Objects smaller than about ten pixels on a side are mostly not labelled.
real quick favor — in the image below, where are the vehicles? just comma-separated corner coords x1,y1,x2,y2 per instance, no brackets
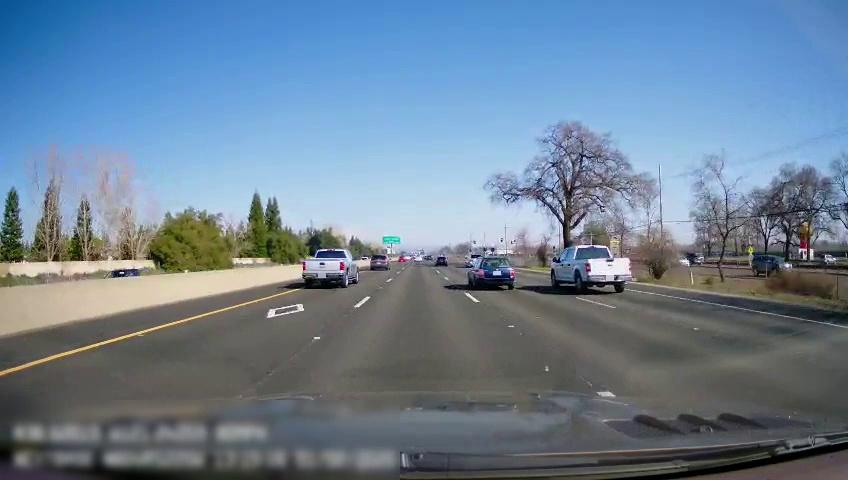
370,254,390,271
752,254,793,278
676,251,705,268
468,255,516,290
550,245,632,294
463,254,483,268
302,247,360,290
